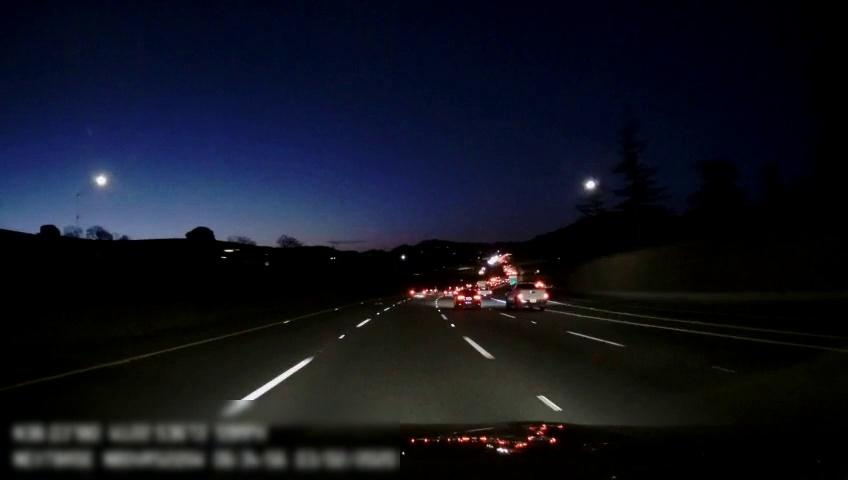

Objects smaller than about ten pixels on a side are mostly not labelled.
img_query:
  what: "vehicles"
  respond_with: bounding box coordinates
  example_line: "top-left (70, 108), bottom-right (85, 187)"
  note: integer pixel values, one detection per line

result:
top-left (443, 286), bottom-right (458, 298)
top-left (409, 285), bottom-right (427, 300)
top-left (481, 286), bottom-right (492, 300)
top-left (506, 282), bottom-right (548, 311)
top-left (454, 289), bottom-right (482, 310)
